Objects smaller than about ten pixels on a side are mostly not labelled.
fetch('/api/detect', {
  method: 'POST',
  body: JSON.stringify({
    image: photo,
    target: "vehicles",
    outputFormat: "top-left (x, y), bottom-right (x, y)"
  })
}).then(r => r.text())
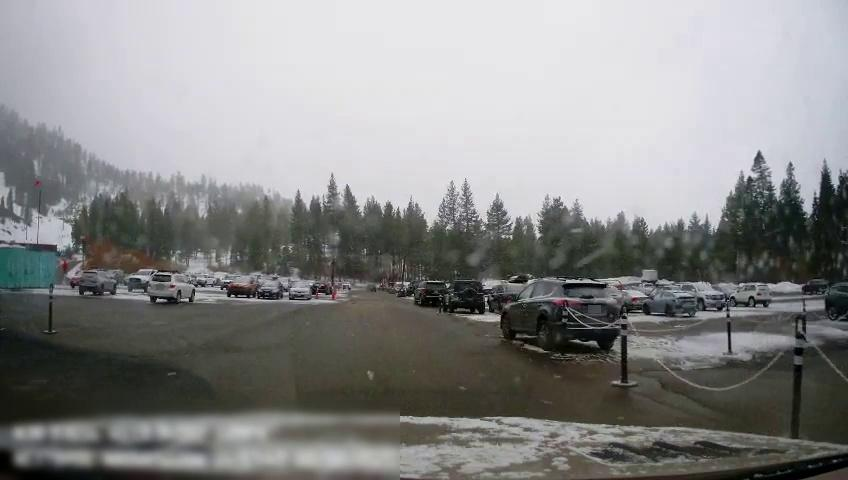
top-left (499, 279), bottom-right (622, 352)
top-left (641, 290), bottom-right (698, 318)
top-left (674, 281), bottom-right (725, 311)
top-left (127, 269), bottom-right (156, 293)
top-left (226, 275), bottom-right (259, 299)
top-left (802, 279), bottom-right (825, 295)
top-left (147, 271), bottom-right (196, 305)
top-left (619, 289), bottom-right (649, 313)
top-left (487, 283), bottom-right (526, 313)
top-left (414, 281), bottom-right (449, 307)
top-left (257, 279), bottom-right (284, 300)
top-left (441, 280), bottom-right (486, 315)
top-left (70, 271), bottom-right (79, 289)
top-left (728, 283), bottom-right (771, 307)
top-left (289, 280), bottom-right (313, 300)
top-left (78, 269), bottom-right (117, 298)
top-left (825, 282), bottom-right (848, 321)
